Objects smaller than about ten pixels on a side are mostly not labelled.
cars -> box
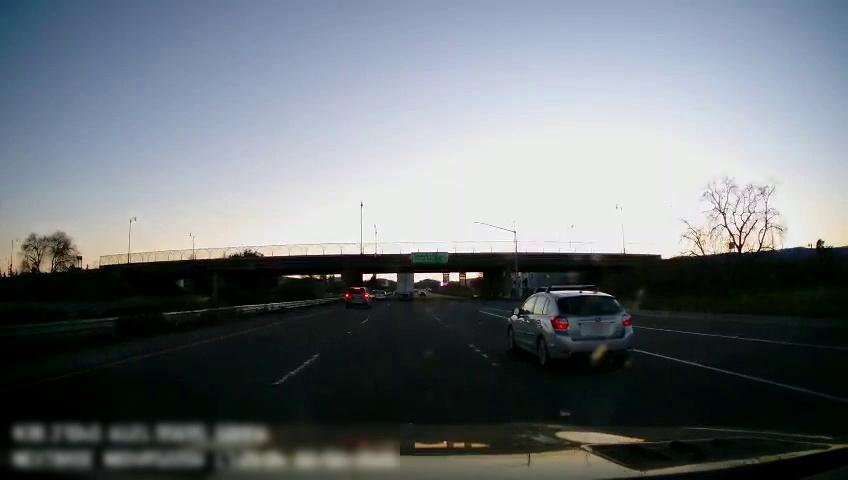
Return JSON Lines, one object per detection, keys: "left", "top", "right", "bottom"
{"left": 374, "top": 290, "right": 386, "bottom": 301}
{"left": 506, "top": 290, "right": 634, "bottom": 371}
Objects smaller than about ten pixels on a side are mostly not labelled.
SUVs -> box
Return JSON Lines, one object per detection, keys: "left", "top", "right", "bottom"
{"left": 344, "top": 287, "right": 371, "bottom": 309}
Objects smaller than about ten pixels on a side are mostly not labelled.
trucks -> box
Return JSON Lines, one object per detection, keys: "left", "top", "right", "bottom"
{"left": 396, "top": 273, "right": 415, "bottom": 299}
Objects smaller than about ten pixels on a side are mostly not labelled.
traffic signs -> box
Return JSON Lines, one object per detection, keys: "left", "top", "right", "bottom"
{"left": 411, "top": 251, "right": 449, "bottom": 265}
